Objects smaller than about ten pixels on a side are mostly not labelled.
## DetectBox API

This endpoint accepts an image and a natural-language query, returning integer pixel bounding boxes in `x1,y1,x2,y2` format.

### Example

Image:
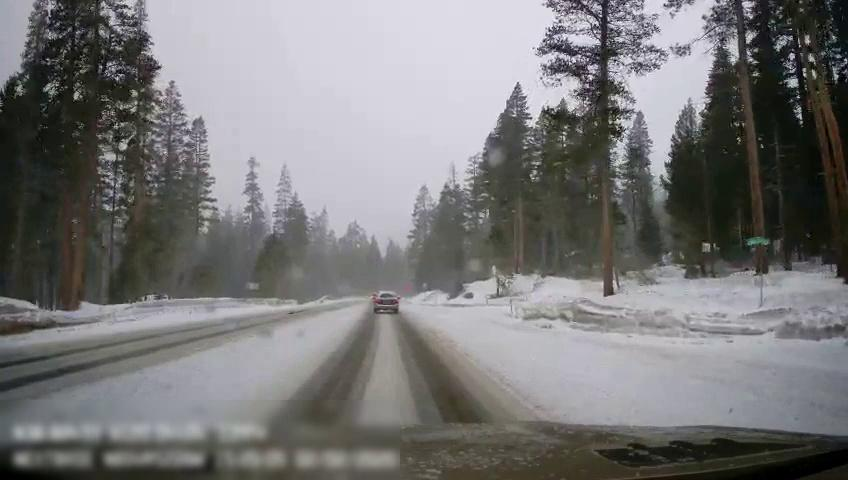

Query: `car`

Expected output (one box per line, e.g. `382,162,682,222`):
370,289,401,315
